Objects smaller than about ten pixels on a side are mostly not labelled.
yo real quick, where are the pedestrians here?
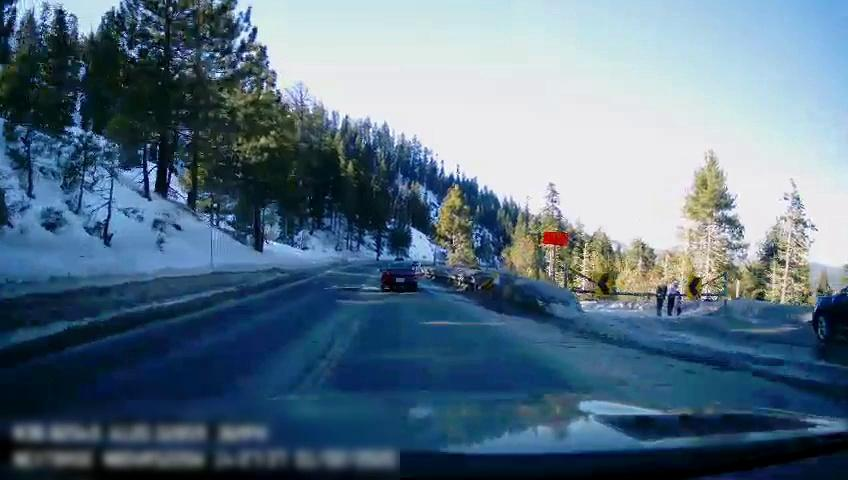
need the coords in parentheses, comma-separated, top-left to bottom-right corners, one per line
(657, 285, 667, 316)
(668, 281, 678, 316)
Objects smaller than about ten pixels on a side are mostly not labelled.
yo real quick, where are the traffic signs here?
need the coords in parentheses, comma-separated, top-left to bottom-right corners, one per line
(591, 271, 619, 298)
(685, 272, 704, 300)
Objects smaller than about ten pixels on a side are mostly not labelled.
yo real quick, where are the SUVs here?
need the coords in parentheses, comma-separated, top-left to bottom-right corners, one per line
(810, 286, 848, 346)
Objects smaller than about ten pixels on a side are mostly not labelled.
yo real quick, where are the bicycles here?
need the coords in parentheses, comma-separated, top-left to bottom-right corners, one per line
(676, 292, 683, 317)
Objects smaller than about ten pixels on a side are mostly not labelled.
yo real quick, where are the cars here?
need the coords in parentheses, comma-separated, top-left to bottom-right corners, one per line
(380, 262, 419, 294)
